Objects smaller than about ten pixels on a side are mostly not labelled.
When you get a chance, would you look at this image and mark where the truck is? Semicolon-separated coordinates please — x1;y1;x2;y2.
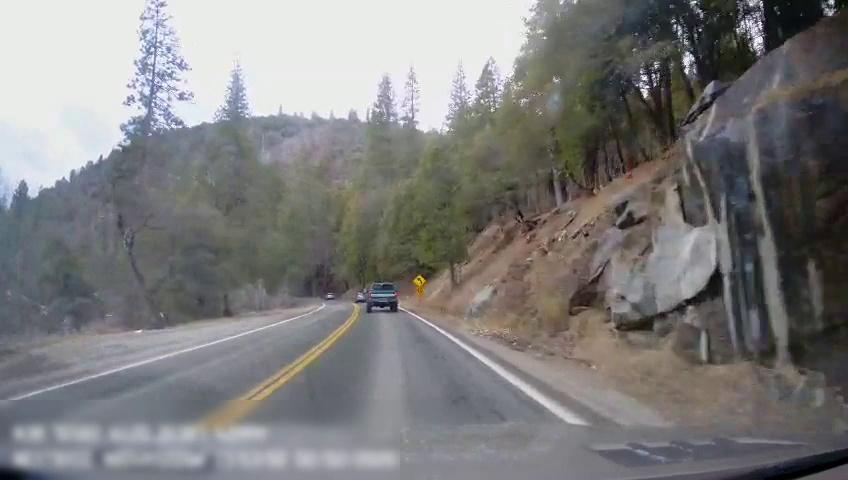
366;283;398;314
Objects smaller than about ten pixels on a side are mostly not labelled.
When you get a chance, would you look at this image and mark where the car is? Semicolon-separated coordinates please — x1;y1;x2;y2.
354;292;366;303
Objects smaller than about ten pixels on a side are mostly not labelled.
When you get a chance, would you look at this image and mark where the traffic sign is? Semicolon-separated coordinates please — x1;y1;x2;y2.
413;274;426;287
